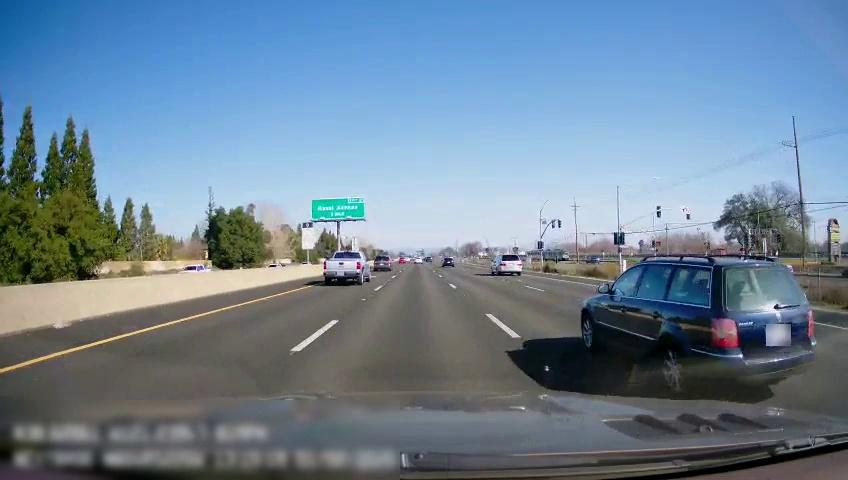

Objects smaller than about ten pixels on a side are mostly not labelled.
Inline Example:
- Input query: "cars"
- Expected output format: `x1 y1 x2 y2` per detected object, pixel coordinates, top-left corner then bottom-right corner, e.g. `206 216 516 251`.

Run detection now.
580 253 816 400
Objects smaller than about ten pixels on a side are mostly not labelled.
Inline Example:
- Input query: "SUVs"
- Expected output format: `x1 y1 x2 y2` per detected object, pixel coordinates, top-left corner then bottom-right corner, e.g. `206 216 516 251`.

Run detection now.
490 254 523 276
373 255 392 272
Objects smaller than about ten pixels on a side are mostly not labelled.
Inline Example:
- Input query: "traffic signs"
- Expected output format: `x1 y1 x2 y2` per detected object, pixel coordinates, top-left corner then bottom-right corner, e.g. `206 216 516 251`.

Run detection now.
301 221 315 250
310 197 366 224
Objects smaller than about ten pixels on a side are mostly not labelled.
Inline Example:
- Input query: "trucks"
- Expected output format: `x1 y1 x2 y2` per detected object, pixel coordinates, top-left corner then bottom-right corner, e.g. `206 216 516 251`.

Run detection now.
322 250 374 286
